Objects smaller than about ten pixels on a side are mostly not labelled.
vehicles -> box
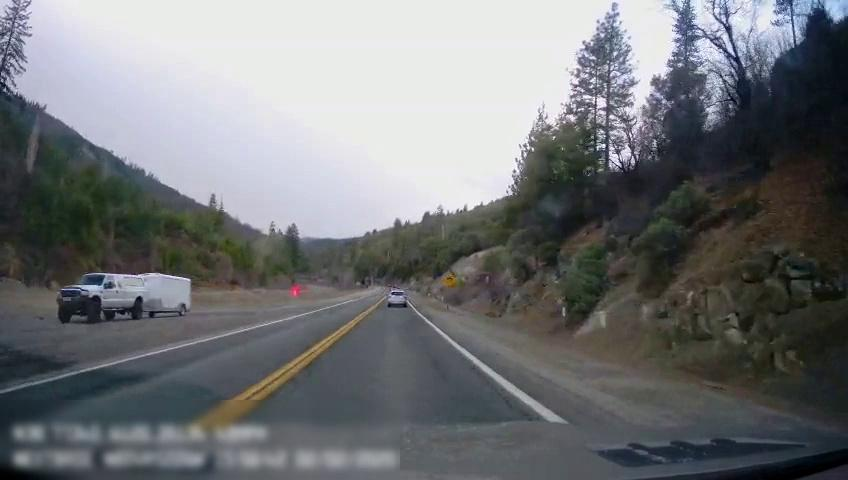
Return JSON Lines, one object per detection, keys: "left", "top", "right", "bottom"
{"left": 387, "top": 290, "right": 407, "bottom": 307}
{"left": 56, "top": 272, "right": 191, "bottom": 324}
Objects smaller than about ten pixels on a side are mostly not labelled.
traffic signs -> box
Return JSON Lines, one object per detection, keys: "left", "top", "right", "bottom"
{"left": 442, "top": 272, "right": 457, "bottom": 289}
